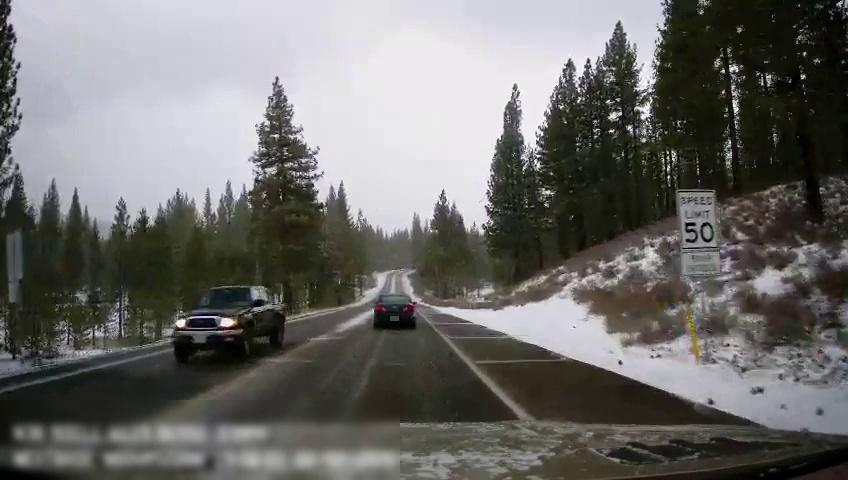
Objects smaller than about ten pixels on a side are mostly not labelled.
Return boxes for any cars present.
[374,293,418,328]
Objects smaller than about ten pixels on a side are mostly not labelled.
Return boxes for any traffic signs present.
[675,187,722,252]
[680,251,722,277]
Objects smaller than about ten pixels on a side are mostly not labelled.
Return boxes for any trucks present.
[170,284,288,365]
